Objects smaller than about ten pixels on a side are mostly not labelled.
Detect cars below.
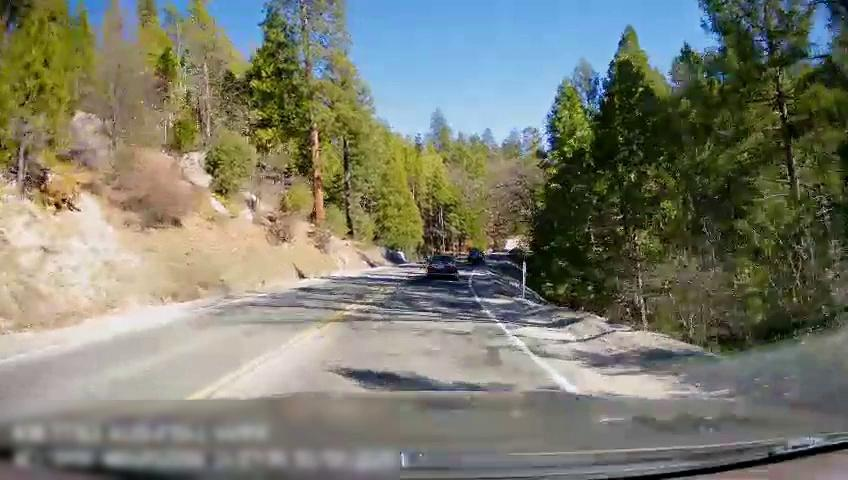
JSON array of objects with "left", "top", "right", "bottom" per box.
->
[
  {"left": 427, "top": 255, "right": 458, "bottom": 282},
  {"left": 467, "top": 247, "right": 485, "bottom": 264}
]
